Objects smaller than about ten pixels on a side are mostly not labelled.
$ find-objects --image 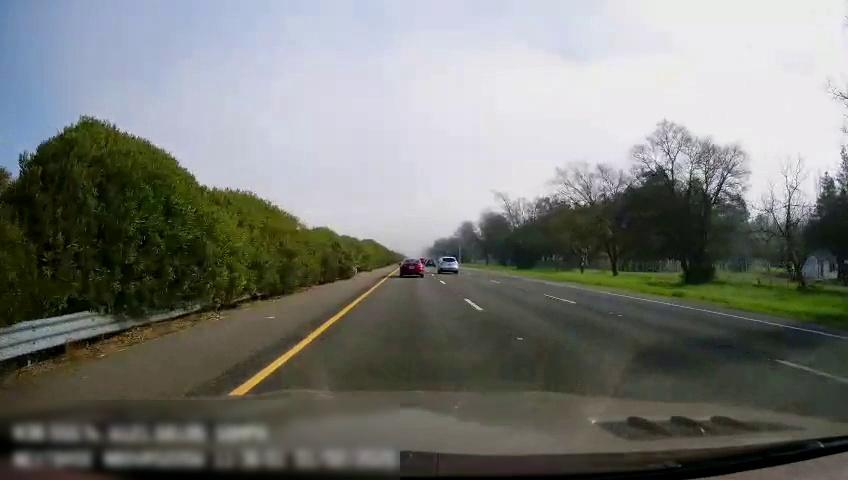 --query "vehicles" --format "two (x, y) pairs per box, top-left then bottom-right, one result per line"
(398, 258), (426, 279)
(436, 257), (459, 275)
(425, 259), (436, 267)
